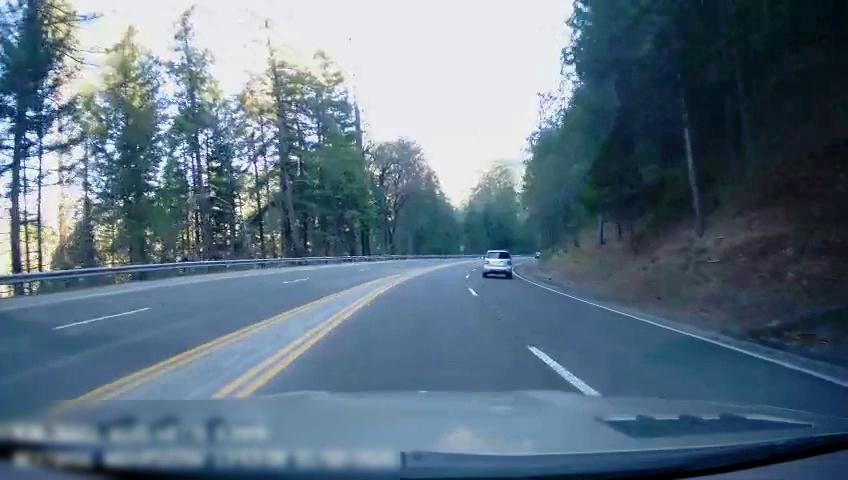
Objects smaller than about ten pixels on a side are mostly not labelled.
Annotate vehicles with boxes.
[535,248,546,259]
[480,249,513,280]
